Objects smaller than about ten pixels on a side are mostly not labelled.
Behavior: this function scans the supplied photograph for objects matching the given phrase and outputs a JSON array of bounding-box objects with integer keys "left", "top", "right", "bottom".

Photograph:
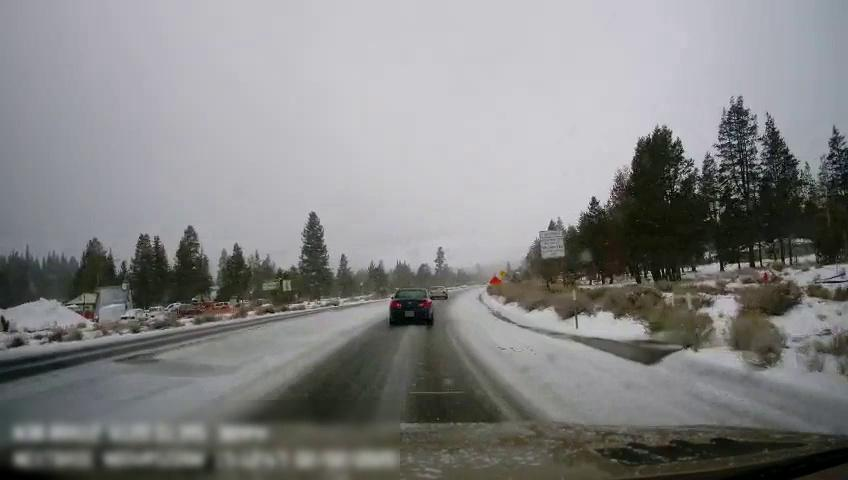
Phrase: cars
[
  {"left": 429, "top": 286, "right": 448, "bottom": 299},
  {"left": 389, "top": 288, "right": 434, "bottom": 324}
]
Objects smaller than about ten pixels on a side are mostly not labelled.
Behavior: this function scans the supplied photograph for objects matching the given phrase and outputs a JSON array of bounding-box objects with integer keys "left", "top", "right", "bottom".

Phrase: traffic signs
[
  {"left": 489, "top": 275, "right": 502, "bottom": 287},
  {"left": 540, "top": 230, "right": 566, "bottom": 259}
]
